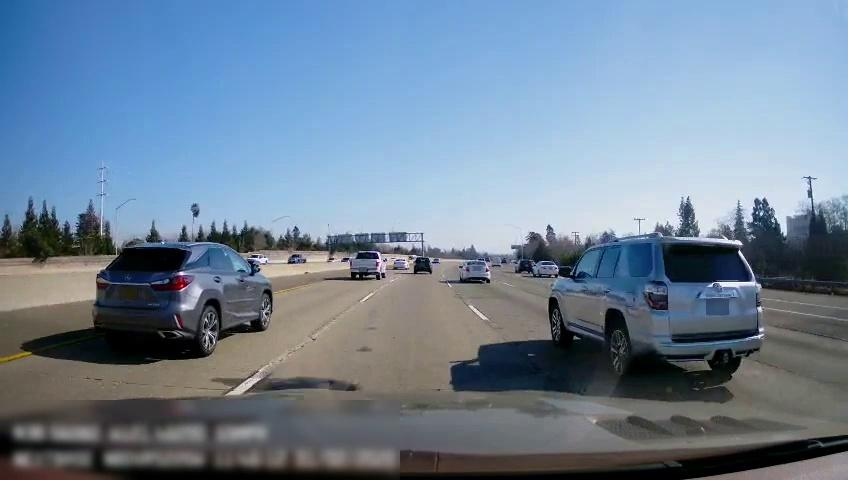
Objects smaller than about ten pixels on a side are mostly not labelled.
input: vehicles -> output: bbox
[514,260,534,274]
[349,250,388,281]
[547,230,764,378]
[413,257,433,275]
[458,260,491,284]
[532,260,559,278]
[287,253,307,265]
[341,257,353,263]
[490,256,502,268]
[90,240,274,358]
[393,257,410,271]
[247,253,268,266]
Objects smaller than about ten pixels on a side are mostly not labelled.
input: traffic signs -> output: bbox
[388,231,407,243]
[370,232,386,244]
[354,232,370,244]
[337,233,352,246]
